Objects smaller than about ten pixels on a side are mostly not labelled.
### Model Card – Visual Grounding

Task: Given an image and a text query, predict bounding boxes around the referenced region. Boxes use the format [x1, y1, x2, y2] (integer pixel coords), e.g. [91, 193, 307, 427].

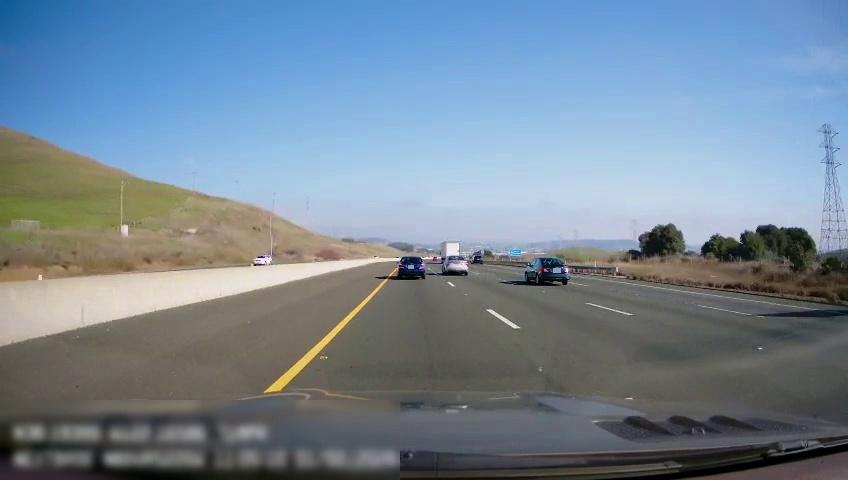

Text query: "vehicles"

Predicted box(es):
[443, 256, 468, 275]
[440, 241, 460, 263]
[254, 255, 273, 266]
[398, 257, 425, 279]
[470, 255, 483, 265]
[524, 257, 570, 286]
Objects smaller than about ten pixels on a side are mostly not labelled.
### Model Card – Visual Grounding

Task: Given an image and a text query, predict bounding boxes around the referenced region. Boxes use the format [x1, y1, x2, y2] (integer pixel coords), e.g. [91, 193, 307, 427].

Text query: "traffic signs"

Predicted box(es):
[509, 248, 523, 257]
